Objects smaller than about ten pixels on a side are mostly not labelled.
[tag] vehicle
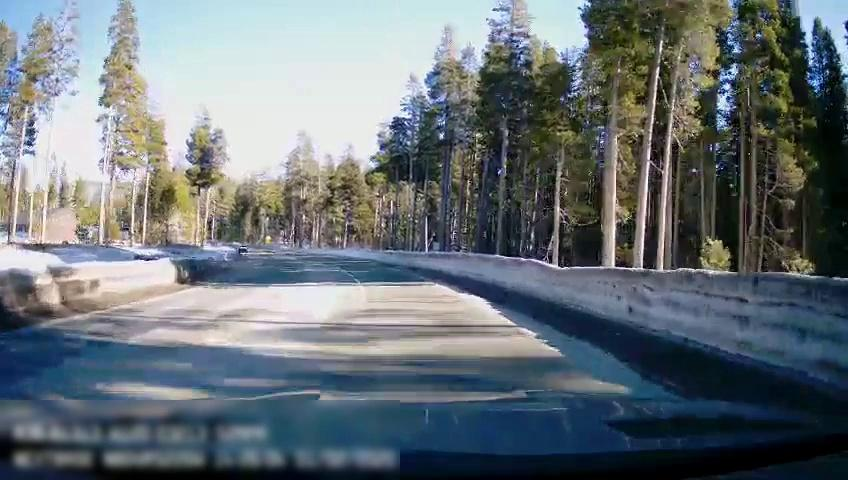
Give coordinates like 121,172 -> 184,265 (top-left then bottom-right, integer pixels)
237,245 -> 250,254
